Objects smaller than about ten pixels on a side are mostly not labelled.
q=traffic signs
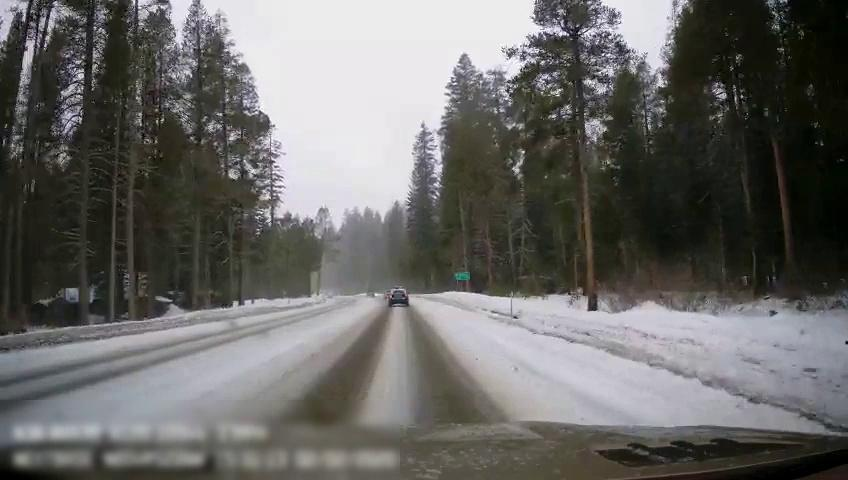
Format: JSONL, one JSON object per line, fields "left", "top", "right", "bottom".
{"left": 454, "top": 272, "right": 471, "bottom": 281}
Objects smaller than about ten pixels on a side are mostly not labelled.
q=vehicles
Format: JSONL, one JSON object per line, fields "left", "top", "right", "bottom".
{"left": 388, "top": 287, "right": 409, "bottom": 308}
{"left": 384, "top": 290, "right": 392, "bottom": 301}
